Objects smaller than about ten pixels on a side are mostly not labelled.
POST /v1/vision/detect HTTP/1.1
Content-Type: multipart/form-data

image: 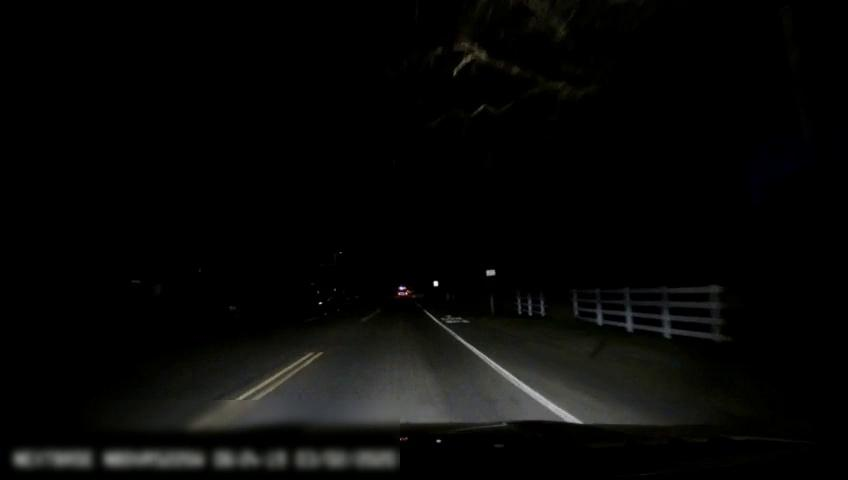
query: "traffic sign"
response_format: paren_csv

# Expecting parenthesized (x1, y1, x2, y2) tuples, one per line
(485, 269, 497, 277)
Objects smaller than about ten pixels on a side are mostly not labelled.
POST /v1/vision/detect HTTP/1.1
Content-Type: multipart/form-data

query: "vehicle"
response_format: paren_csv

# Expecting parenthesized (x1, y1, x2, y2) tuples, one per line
(397, 286, 411, 300)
